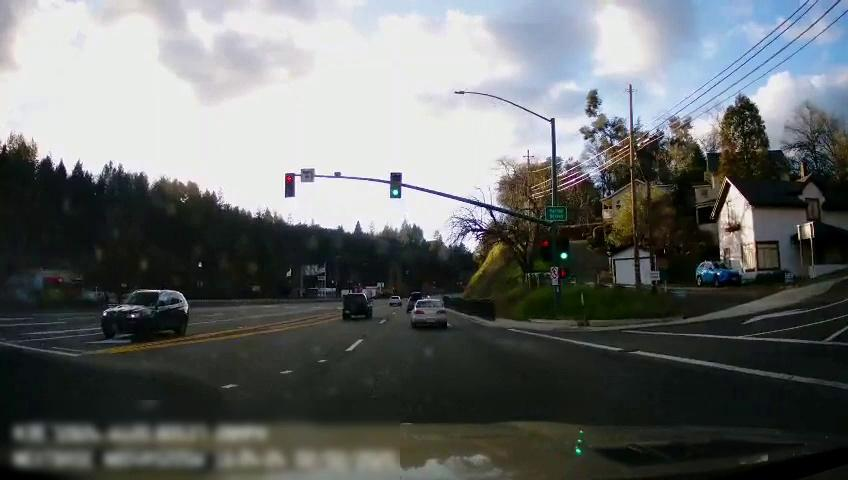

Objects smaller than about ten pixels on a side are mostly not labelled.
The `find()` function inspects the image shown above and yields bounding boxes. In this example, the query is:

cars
[695,259,743,288]
[409,298,447,325]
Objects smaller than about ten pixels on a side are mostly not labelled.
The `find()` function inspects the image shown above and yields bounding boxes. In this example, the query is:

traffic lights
[557,231,570,260]
[284,172,296,198]
[389,171,403,201]
[540,237,552,262]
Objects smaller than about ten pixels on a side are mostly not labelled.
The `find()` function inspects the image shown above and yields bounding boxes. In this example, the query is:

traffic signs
[549,266,558,279]
[544,206,569,224]
[300,168,316,184]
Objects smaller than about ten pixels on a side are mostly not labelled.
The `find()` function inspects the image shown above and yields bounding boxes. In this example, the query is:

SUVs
[405,290,423,313]
[389,295,403,306]
[101,288,191,340]
[341,293,374,321]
